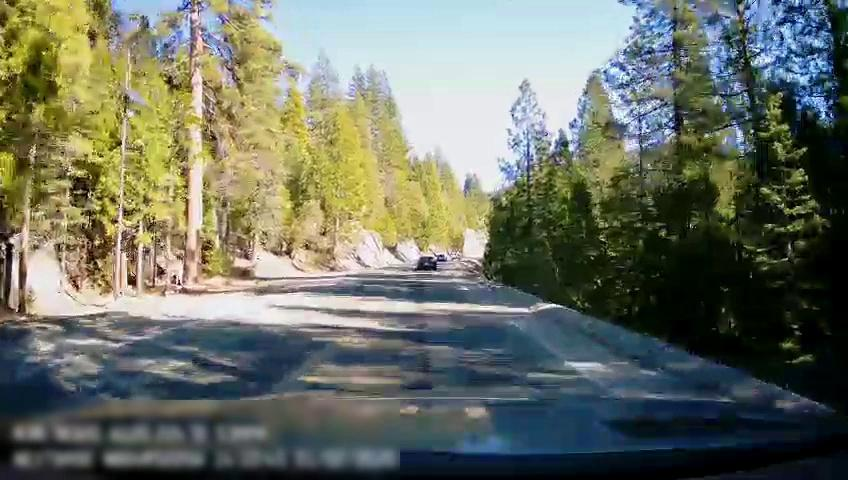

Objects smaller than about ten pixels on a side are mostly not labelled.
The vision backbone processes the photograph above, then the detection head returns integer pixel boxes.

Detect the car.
[415,256,437,271]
